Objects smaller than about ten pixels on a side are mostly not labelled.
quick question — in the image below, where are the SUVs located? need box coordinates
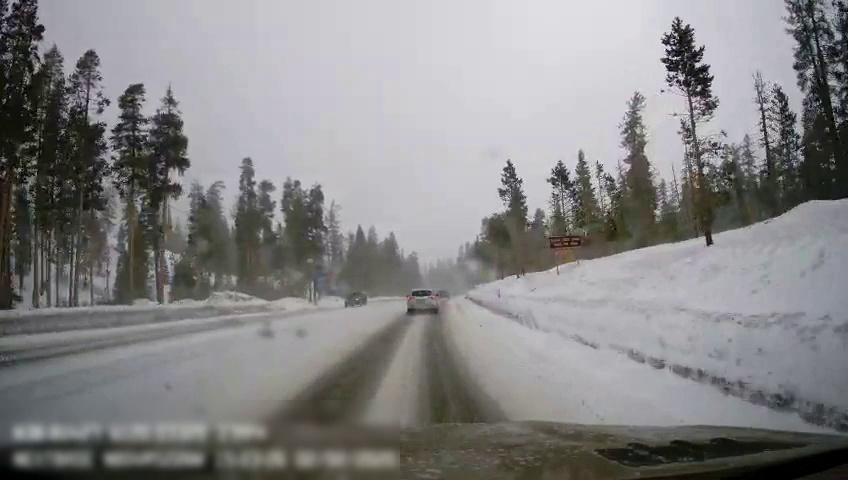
[407,289,440,314]
[343,291,368,308]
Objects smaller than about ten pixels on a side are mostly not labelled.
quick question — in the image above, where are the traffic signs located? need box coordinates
[548,234,582,249]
